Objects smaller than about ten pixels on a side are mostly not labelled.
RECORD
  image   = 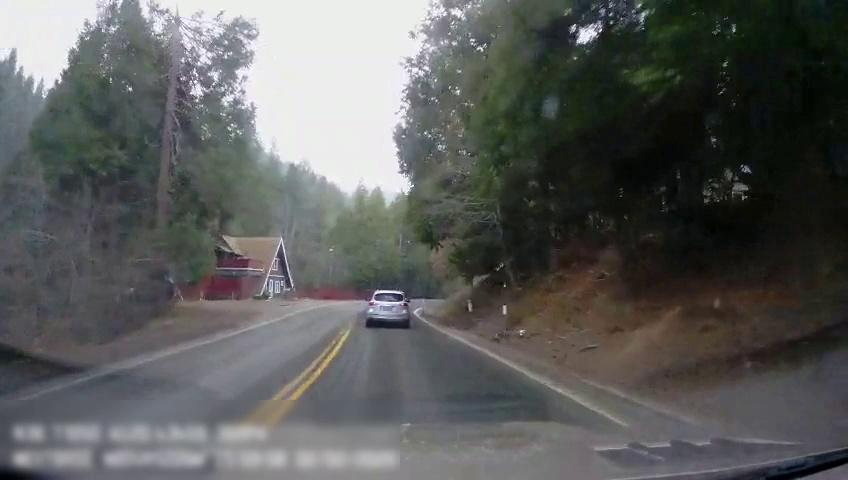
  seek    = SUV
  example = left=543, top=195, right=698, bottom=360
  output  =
left=366, top=290, right=411, bottom=328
